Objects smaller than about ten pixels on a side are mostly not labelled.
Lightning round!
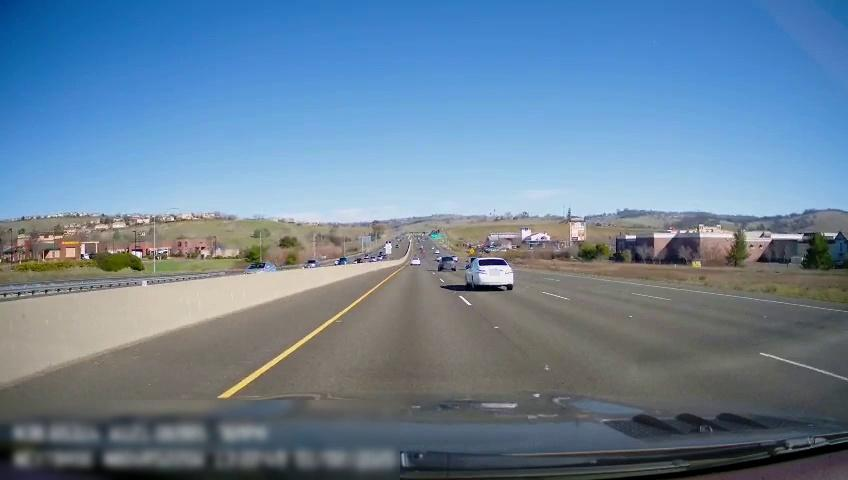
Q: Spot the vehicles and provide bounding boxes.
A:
[303,259,321,268]
[410,256,421,265]
[336,257,350,265]
[463,257,514,290]
[465,257,479,269]
[437,255,457,271]
[246,262,276,272]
